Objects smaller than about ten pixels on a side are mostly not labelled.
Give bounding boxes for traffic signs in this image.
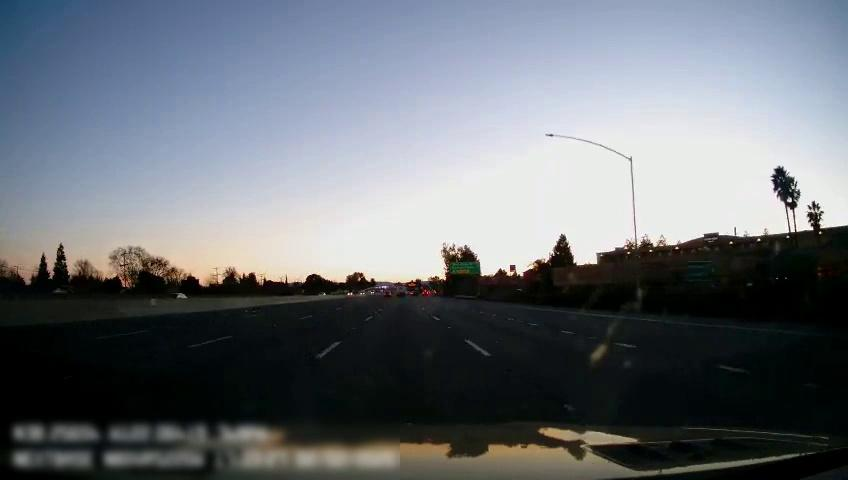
[450,262,480,275]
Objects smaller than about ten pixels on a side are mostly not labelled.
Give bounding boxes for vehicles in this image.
[164,293,188,299]
[397,286,406,297]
